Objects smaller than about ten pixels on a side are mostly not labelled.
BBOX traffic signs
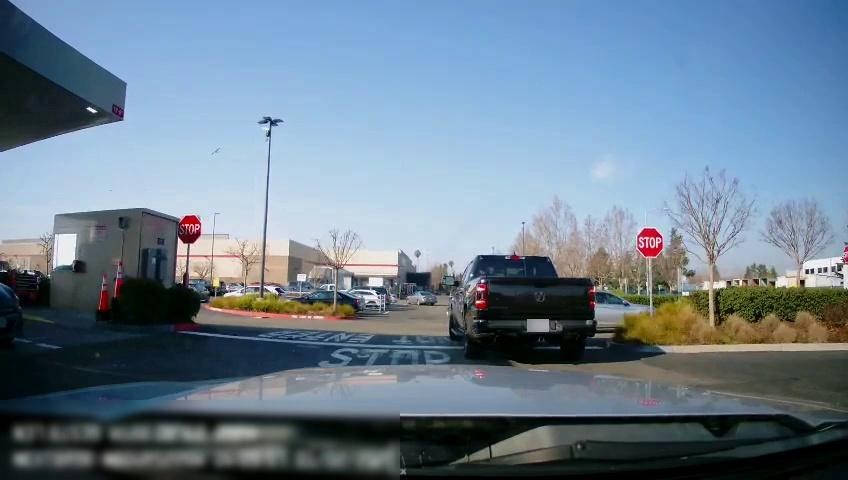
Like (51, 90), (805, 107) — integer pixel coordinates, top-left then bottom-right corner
(635, 228), (665, 258)
(176, 214), (204, 244)
(212, 277), (220, 289)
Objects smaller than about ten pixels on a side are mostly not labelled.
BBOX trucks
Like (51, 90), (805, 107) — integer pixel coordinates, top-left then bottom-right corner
(447, 253), (596, 361)
(317, 283), (337, 291)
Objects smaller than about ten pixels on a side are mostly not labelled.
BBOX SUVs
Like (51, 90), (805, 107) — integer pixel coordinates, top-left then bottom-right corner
(189, 278), (210, 302)
(358, 285), (391, 311)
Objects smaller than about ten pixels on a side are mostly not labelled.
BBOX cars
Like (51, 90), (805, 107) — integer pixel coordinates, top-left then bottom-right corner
(340, 288), (379, 313)
(0, 280), (26, 348)
(223, 283), (289, 299)
(593, 289), (657, 332)
(288, 286), (362, 314)
(407, 291), (438, 306)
